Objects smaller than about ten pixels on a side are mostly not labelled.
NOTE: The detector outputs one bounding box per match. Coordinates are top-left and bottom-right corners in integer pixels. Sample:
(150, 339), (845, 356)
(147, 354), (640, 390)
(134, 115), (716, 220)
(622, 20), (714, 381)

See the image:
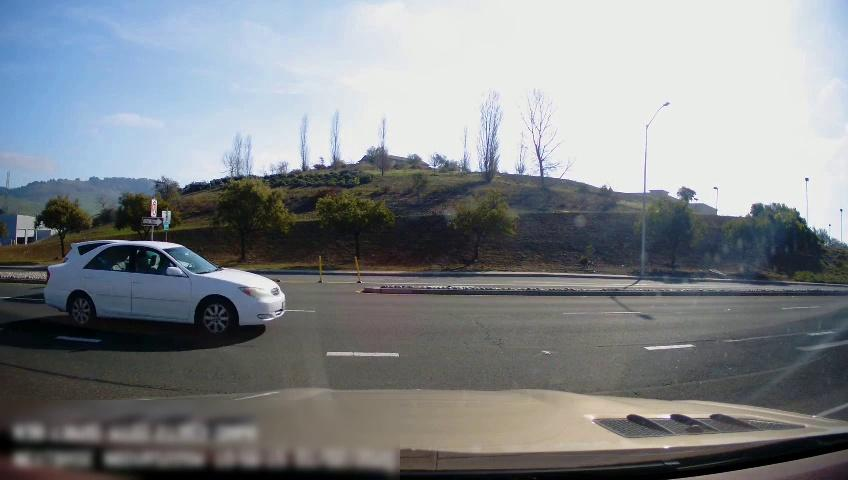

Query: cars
(42, 240), (286, 337)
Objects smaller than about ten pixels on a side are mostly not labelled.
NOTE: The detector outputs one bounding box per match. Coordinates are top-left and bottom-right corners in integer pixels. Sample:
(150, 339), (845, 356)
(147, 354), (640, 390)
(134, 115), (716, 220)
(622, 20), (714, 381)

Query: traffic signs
(150, 199), (157, 218)
(141, 216), (162, 225)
